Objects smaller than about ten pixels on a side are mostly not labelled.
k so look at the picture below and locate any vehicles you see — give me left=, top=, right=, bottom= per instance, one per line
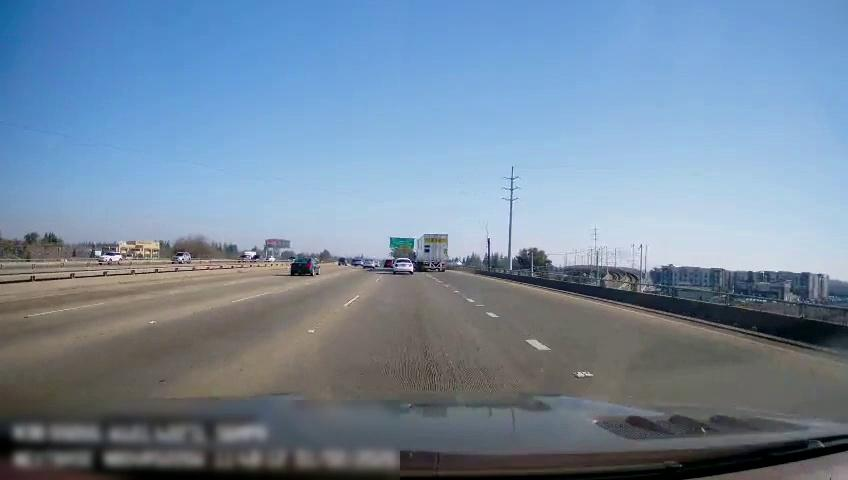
left=170, top=251, right=192, bottom=265
left=263, top=255, right=277, bottom=263
left=250, top=254, right=265, bottom=263
left=96, top=251, right=123, bottom=266
left=362, top=257, right=377, bottom=270
left=290, top=256, right=322, bottom=276
left=242, top=252, right=256, bottom=259
left=410, top=233, right=449, bottom=273
left=237, top=255, right=253, bottom=263
left=392, top=257, right=415, bottom=275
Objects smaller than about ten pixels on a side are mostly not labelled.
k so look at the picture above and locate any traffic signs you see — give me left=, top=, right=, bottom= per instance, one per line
left=388, top=237, right=414, bottom=250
